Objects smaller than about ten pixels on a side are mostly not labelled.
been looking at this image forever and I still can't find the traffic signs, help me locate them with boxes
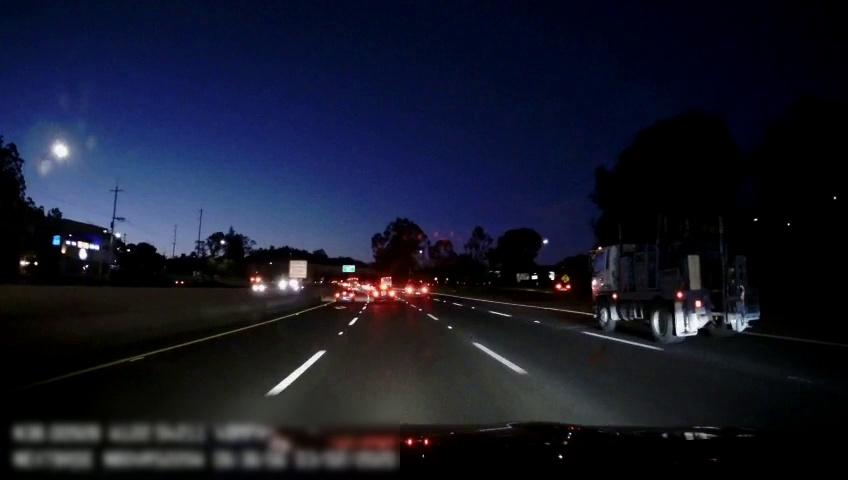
[289,259,308,279]
[342,264,356,273]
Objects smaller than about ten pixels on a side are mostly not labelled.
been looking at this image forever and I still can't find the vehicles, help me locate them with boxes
[409,284,430,300]
[278,276,304,290]
[375,286,396,302]
[554,280,572,294]
[591,218,759,342]
[334,287,356,304]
